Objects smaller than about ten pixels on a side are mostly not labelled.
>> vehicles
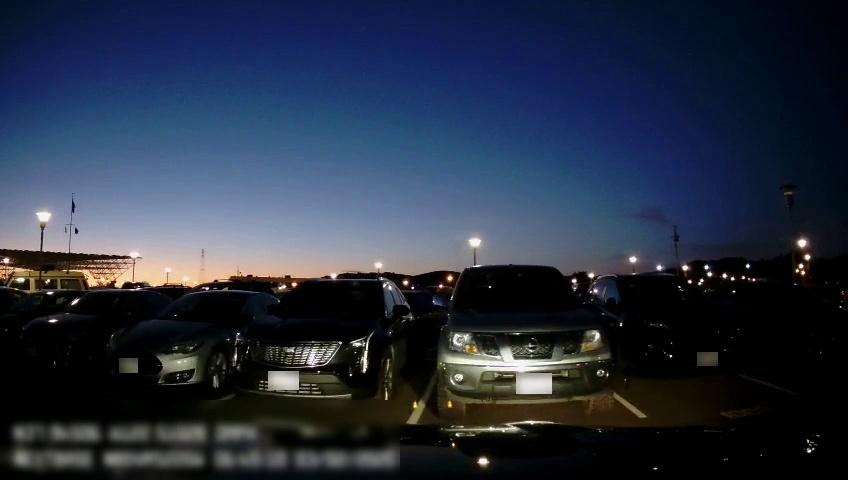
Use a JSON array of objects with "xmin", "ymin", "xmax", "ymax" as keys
[
  {"xmin": 1, "ymin": 271, "xmax": 92, "ymax": 295},
  {"xmin": 0, "ymin": 287, "xmax": 32, "ymax": 314},
  {"xmin": 837, "ymin": 287, "xmax": 848, "ymax": 317},
  {"xmin": 0, "ymin": 288, "xmax": 92, "ymax": 350},
  {"xmin": 120, "ymin": 280, "xmax": 153, "ymax": 290},
  {"xmin": 225, "ymin": 275, "xmax": 419, "ymax": 410},
  {"xmin": 107, "ymin": 289, "xmax": 279, "ymax": 395},
  {"xmin": 581, "ymin": 271, "xmax": 741, "ymax": 377},
  {"xmin": 430, "ymin": 263, "xmax": 617, "ymax": 420},
  {"xmin": 13, "ymin": 288, "xmax": 174, "ymax": 371}
]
